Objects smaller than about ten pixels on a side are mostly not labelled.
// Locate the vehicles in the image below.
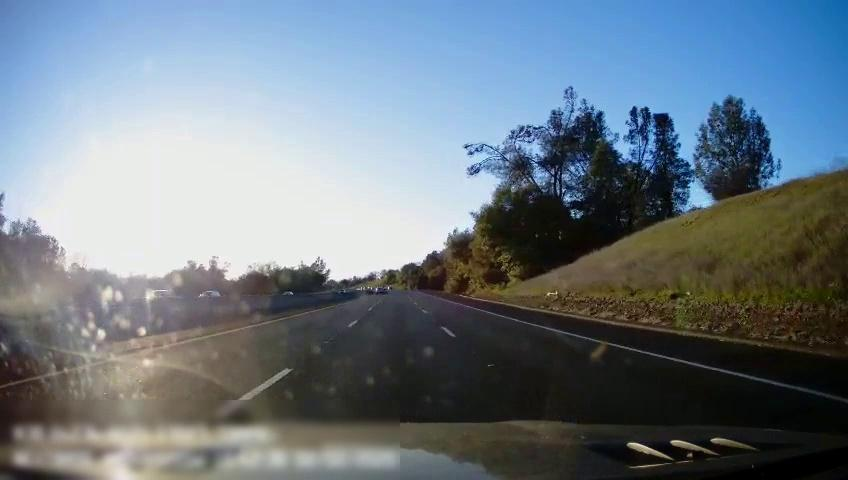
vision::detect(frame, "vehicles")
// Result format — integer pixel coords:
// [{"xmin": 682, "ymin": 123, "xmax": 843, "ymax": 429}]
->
[
  {"xmin": 280, "ymin": 291, "xmax": 294, "ymax": 296},
  {"xmin": 375, "ymin": 286, "xmax": 388, "ymax": 296},
  {"xmin": 338, "ymin": 289, "xmax": 348, "ymax": 294},
  {"xmin": 198, "ymin": 290, "xmax": 222, "ymax": 298},
  {"xmin": 146, "ymin": 289, "xmax": 172, "ymax": 298}
]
